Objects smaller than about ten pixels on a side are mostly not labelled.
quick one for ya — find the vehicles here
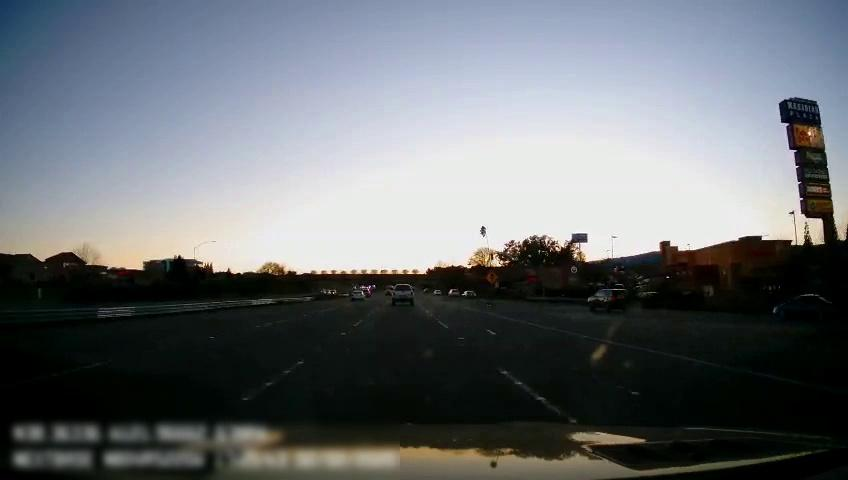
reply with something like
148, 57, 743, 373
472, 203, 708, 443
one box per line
361, 288, 372, 298
462, 290, 476, 300
772, 294, 833, 322
447, 289, 459, 298
587, 289, 629, 314
390, 283, 415, 308
350, 291, 364, 303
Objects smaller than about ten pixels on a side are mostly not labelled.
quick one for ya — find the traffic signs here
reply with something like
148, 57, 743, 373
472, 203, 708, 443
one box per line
486, 271, 497, 285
